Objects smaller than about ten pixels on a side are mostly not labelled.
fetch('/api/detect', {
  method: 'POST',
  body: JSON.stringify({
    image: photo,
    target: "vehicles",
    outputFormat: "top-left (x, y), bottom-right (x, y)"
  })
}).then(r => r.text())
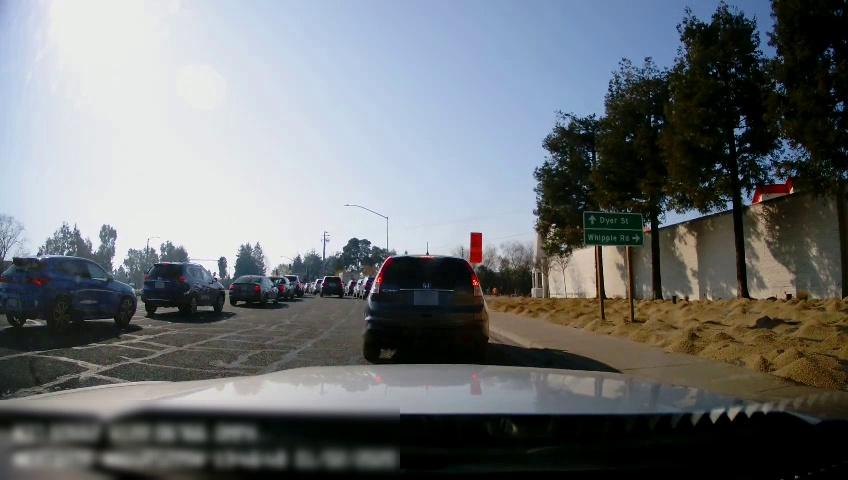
top-left (312, 278), bottom-right (322, 294)
top-left (140, 261), bottom-right (226, 319)
top-left (267, 276), bottom-right (296, 301)
top-left (351, 279), bottom-right (364, 297)
top-left (364, 254), bottom-right (490, 365)
top-left (345, 279), bottom-right (357, 297)
top-left (359, 276), bottom-right (376, 300)
top-left (318, 275), bottom-right (345, 300)
top-left (285, 275), bottom-right (304, 298)
top-left (228, 275), bottom-right (281, 307)
top-left (339, 271), bottom-right (358, 282)
top-left (0, 256), bottom-right (138, 335)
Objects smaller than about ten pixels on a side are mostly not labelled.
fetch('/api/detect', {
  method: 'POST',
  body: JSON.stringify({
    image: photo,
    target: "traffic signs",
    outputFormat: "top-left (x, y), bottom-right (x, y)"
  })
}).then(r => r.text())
top-left (470, 231), bottom-right (484, 264)
top-left (587, 211), bottom-right (649, 246)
